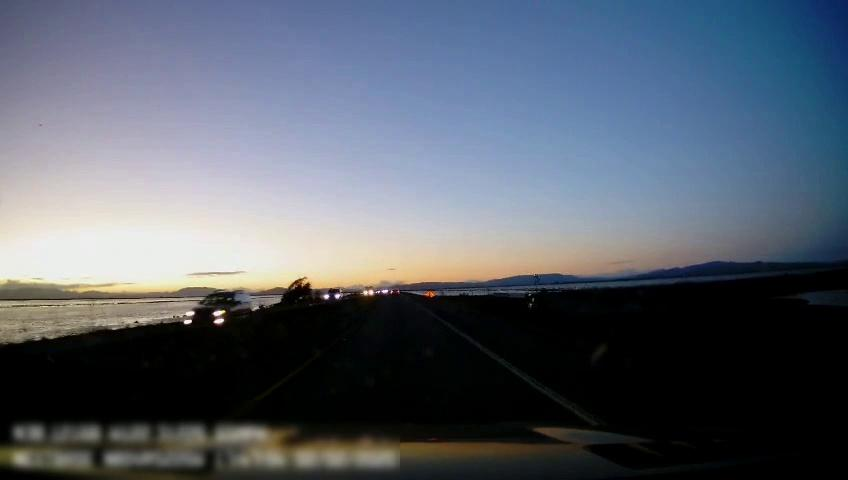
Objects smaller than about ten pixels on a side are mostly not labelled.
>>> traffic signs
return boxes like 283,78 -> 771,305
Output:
424,290 -> 436,300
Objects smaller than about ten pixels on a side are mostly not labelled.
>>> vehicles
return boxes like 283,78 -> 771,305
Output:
322,288 -> 344,302
362,286 -> 376,299
390,289 -> 401,297
183,288 -> 253,330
